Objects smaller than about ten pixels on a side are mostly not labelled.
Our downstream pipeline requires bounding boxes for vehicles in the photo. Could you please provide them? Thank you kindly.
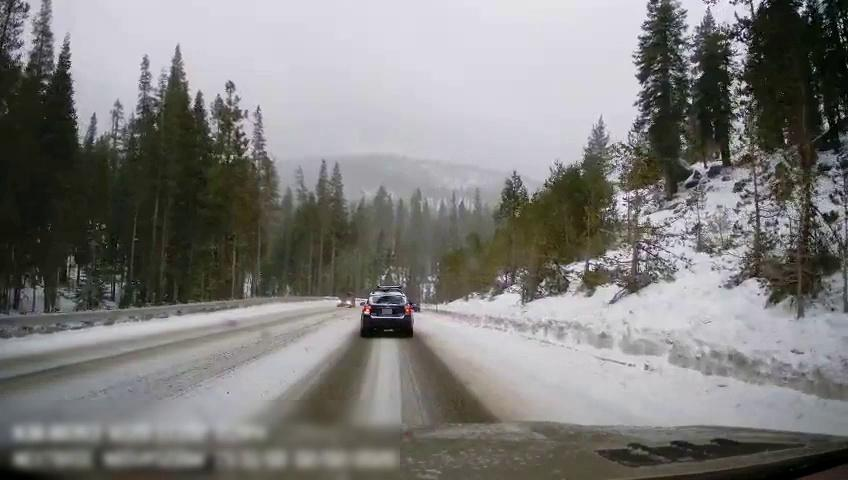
[406,301,421,313]
[336,292,356,308]
[359,284,414,338]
